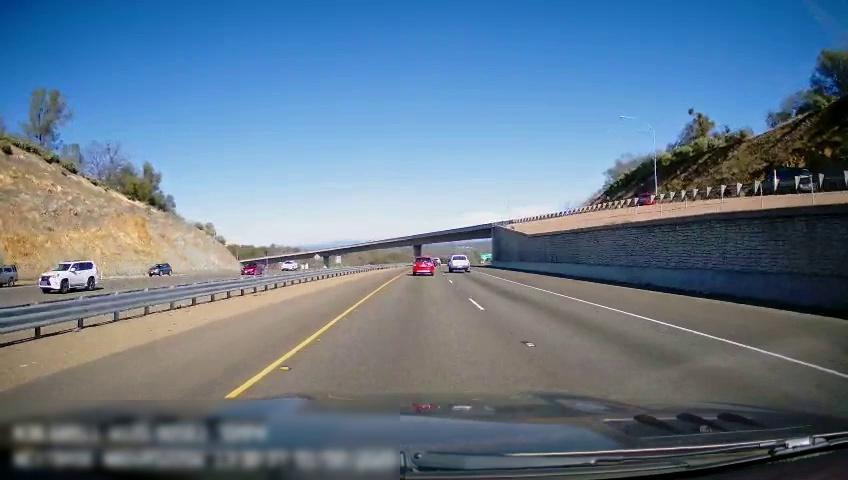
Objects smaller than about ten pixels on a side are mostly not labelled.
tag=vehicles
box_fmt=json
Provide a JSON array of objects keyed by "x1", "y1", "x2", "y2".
[
  {"x1": 279, "y1": 260, "x2": 299, "y2": 273},
  {"x1": 0, "y1": 265, "x2": 20, "y2": 287},
  {"x1": 239, "y1": 264, "x2": 264, "y2": 276},
  {"x1": 760, "y1": 168, "x2": 815, "y2": 194},
  {"x1": 635, "y1": 193, "x2": 657, "y2": 205},
  {"x1": 448, "y1": 255, "x2": 470, "y2": 273},
  {"x1": 413, "y1": 257, "x2": 435, "y2": 275},
  {"x1": 38, "y1": 261, "x2": 100, "y2": 295},
  {"x1": 147, "y1": 263, "x2": 174, "y2": 278}
]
